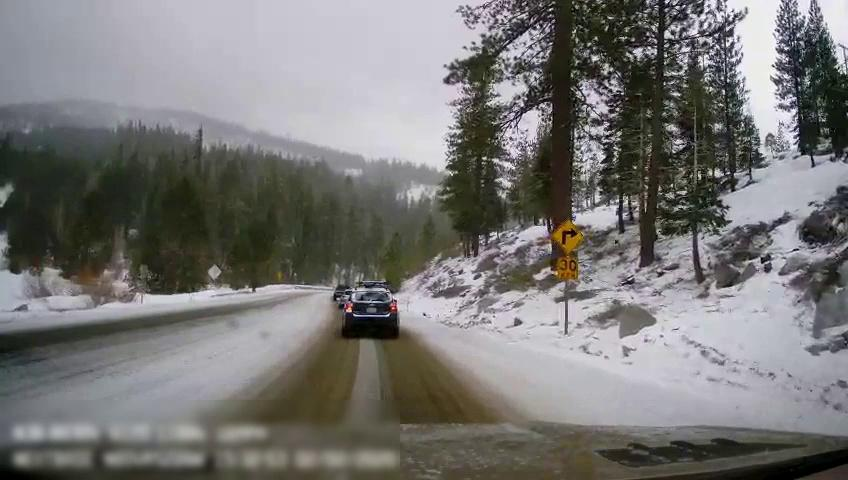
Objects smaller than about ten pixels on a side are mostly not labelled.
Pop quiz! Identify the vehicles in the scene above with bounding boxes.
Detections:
[340,280,399,338]
[333,284,351,302]
[338,287,365,309]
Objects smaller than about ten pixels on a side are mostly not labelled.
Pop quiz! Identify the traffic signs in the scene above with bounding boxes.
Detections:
[556,257,579,281]
[207,263,223,280]
[550,221,585,257]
